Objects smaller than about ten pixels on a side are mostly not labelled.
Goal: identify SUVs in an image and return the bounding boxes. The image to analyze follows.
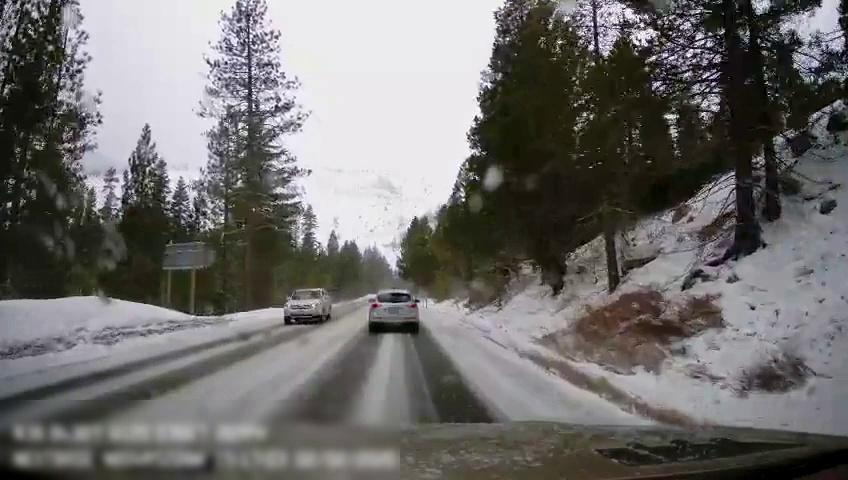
[284,288,332,325]
[368,289,420,334]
